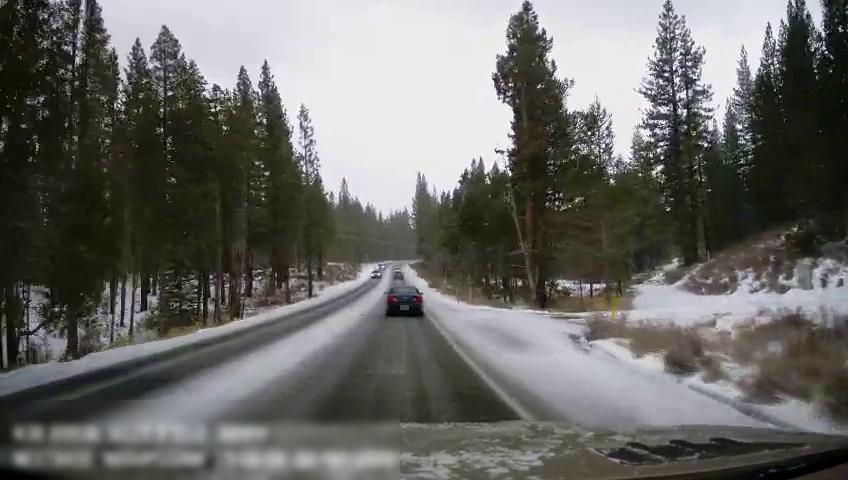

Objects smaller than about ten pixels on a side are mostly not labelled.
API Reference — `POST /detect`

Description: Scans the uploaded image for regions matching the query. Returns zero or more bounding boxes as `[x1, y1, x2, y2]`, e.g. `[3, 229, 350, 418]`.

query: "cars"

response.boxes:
[392, 270, 405, 281]
[383, 285, 424, 317]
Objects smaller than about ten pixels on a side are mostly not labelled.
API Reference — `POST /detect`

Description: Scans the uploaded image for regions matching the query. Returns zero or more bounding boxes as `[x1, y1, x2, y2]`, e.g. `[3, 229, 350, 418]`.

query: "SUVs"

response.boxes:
[370, 269, 382, 279]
